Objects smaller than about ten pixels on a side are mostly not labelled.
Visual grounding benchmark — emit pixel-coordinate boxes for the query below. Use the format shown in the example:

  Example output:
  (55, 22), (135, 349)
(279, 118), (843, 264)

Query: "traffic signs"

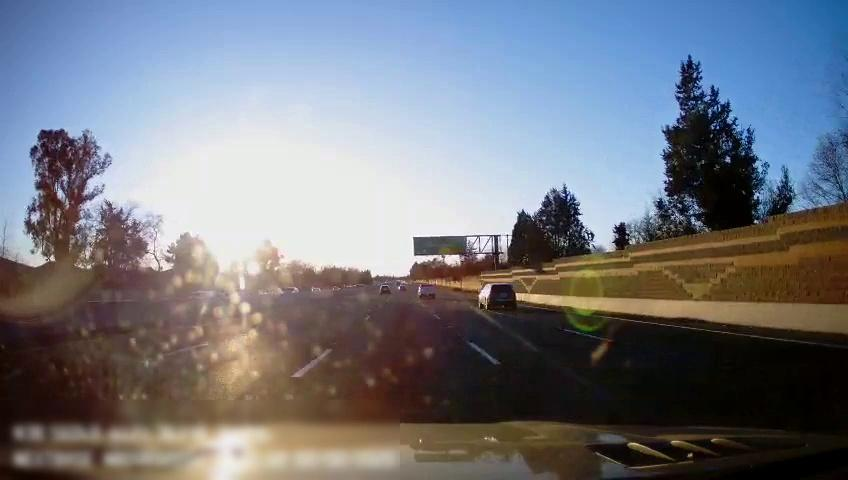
(413, 235), (467, 256)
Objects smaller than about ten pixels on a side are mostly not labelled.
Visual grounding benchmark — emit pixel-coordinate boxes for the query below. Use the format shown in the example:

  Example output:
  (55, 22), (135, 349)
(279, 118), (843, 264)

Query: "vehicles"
(281, 286), (300, 296)
(263, 287), (284, 297)
(477, 282), (518, 311)
(379, 284), (391, 295)
(415, 284), (435, 300)
(191, 290), (215, 300)
(310, 287), (321, 293)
